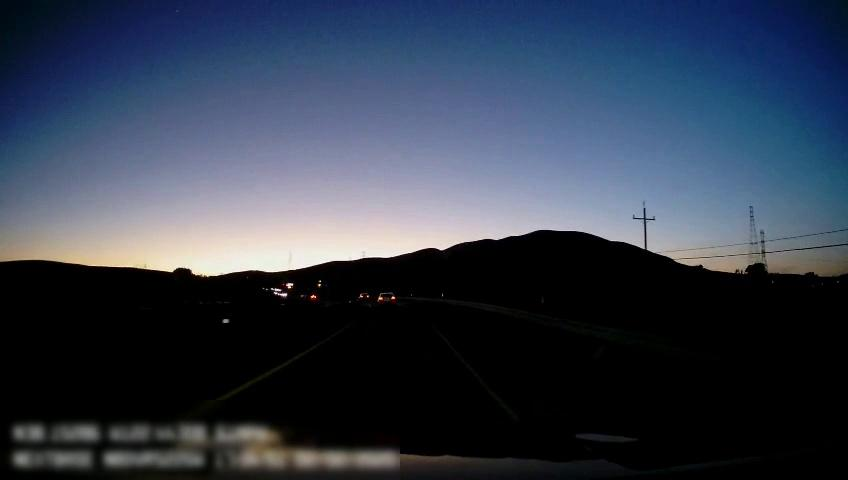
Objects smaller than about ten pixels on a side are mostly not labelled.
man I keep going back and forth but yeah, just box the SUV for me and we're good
[358,292,370,300]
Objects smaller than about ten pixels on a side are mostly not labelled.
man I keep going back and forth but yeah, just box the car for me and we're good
[377,292,396,306]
